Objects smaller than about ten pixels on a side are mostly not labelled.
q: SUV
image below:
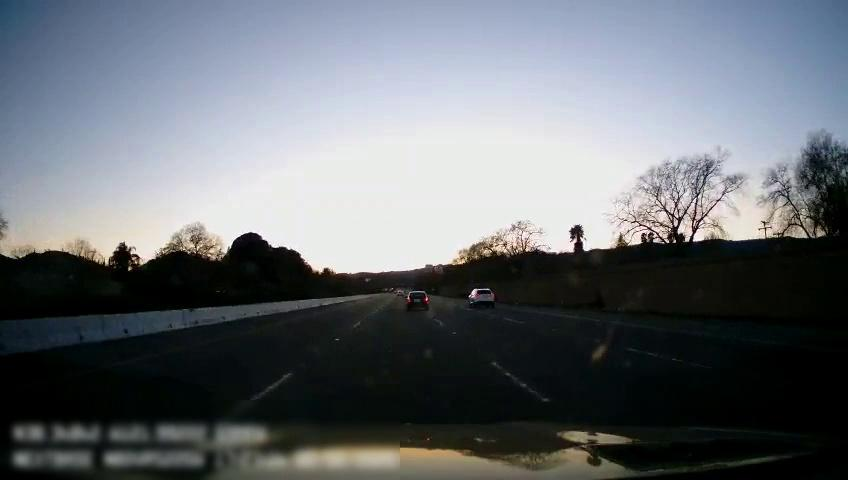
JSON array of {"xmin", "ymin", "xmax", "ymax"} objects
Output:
[{"xmin": 468, "ymin": 288, "xmax": 495, "ymax": 310}]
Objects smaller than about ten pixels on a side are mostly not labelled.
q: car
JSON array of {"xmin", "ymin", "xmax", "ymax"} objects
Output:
[{"xmin": 405, "ymin": 290, "xmax": 429, "ymax": 311}]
